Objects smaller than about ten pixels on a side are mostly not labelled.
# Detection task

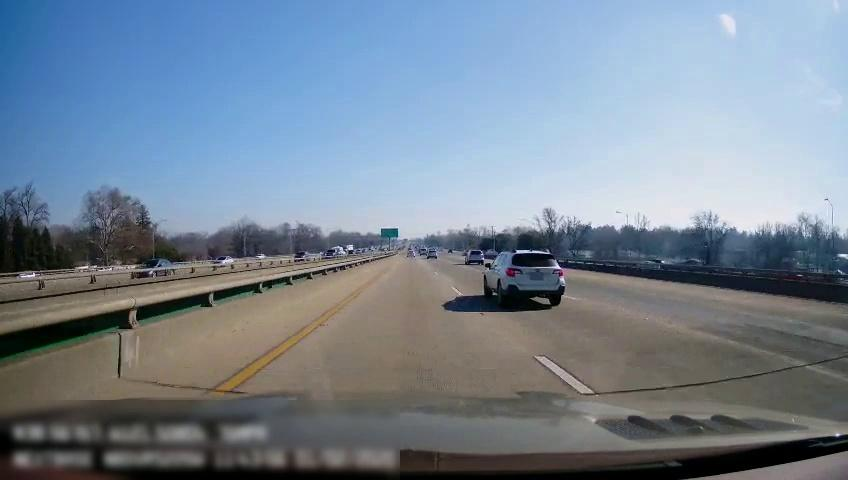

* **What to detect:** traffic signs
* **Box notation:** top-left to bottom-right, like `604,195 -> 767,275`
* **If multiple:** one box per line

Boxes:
380,227 -> 399,239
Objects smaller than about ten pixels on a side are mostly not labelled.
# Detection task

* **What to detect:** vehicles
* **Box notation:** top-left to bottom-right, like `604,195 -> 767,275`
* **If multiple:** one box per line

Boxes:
322,251 -> 338,260
133,257 -> 177,279
643,258 -> 665,265
425,249 -> 438,260
464,248 -> 485,266
482,248 -> 567,308
212,255 -> 235,267
679,256 -> 704,267
326,245 -> 345,259
294,251 -> 311,263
